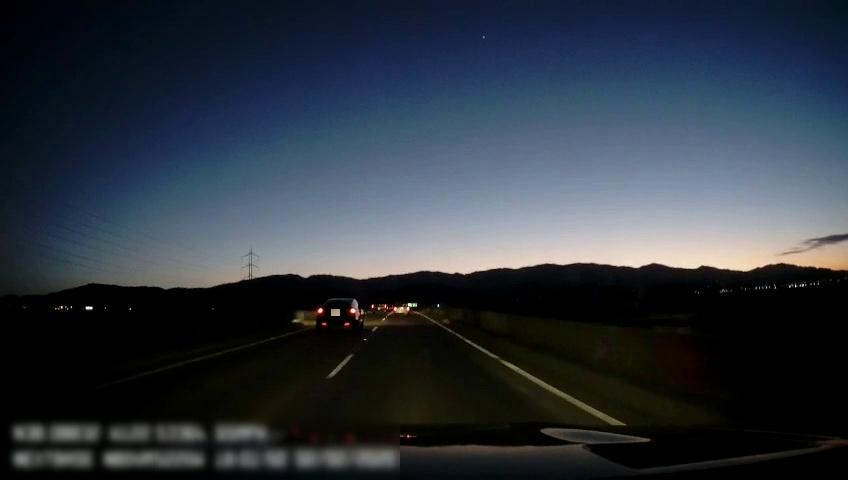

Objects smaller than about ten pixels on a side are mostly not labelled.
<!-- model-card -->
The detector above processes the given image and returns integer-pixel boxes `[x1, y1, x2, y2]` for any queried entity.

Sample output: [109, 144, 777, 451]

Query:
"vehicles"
[372, 303, 390, 315]
[315, 297, 366, 337]
[393, 304, 412, 317]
